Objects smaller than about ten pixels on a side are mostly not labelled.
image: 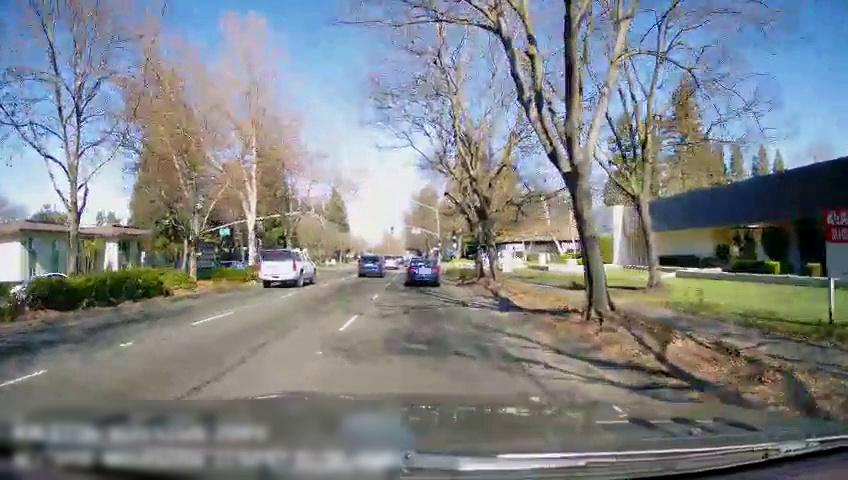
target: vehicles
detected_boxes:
[8,271,70,308]
[405,257,441,287]
[383,255,400,270]
[256,248,319,289]
[356,255,386,278]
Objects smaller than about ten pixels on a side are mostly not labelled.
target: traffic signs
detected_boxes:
[219,227,231,236]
